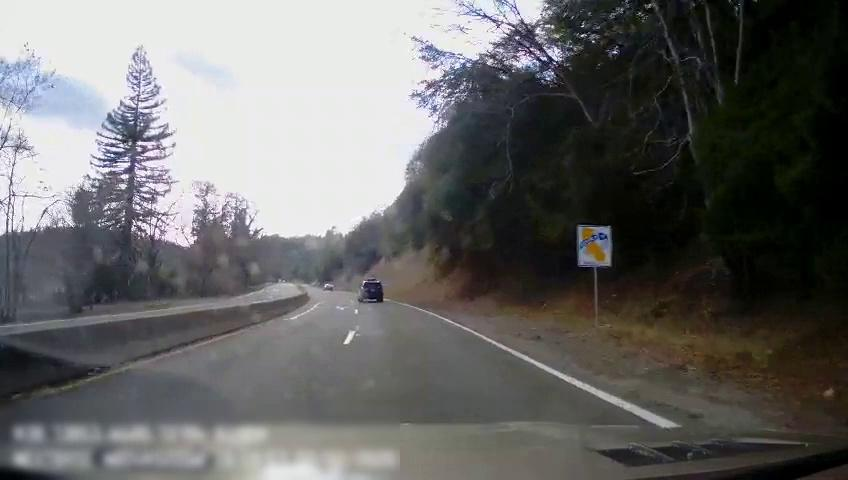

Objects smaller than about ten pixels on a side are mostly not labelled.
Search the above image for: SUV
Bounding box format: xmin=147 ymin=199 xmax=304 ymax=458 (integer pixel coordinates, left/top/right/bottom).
xmin=357 ymin=279 xmax=384 ymax=303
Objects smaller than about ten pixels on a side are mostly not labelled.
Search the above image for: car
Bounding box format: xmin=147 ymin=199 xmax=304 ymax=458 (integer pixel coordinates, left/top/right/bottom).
xmin=323 ymin=283 xmax=335 ymax=291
